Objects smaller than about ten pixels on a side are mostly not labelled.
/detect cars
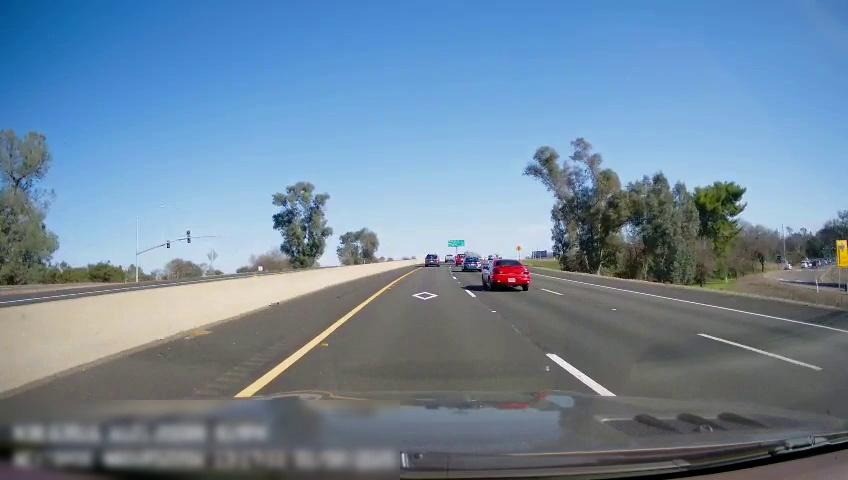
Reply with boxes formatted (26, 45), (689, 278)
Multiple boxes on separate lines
(480, 259), (532, 292)
(462, 257), (482, 272)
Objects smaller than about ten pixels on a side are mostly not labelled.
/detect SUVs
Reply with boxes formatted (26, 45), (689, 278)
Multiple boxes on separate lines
(424, 253), (441, 268)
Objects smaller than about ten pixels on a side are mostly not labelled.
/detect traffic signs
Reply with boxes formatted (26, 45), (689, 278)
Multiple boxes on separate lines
(835, 240), (848, 268)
